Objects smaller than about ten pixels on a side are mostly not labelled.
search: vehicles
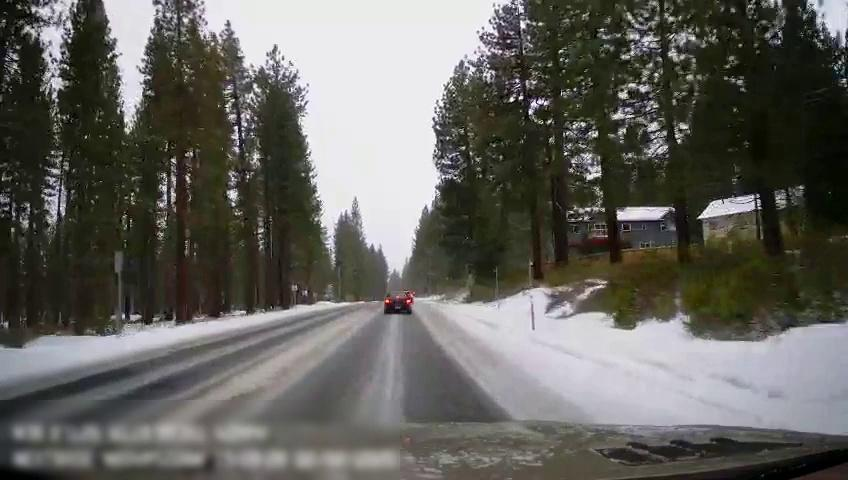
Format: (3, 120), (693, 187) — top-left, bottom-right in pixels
(402, 290), (414, 304)
(383, 292), (412, 315)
